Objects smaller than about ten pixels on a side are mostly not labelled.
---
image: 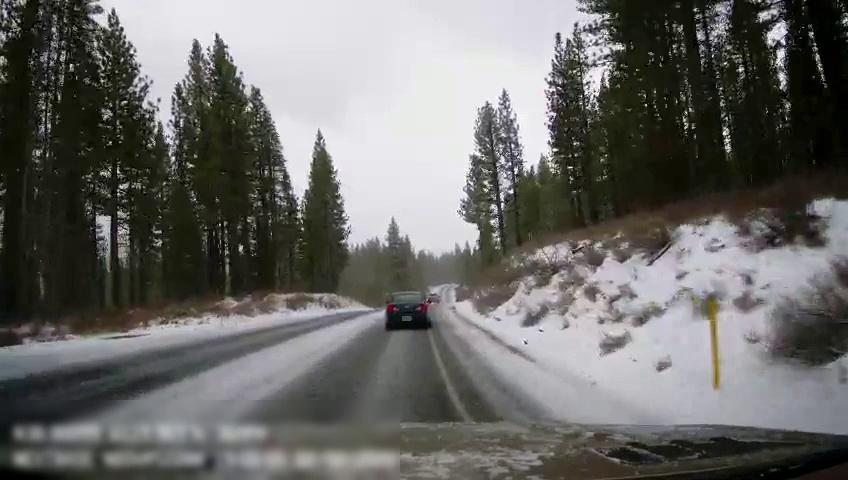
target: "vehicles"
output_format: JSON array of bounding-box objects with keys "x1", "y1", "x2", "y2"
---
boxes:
[
  {"x1": 386, "y1": 292, "x2": 433, "y2": 329},
  {"x1": 427, "y1": 292, "x2": 441, "y2": 303}
]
